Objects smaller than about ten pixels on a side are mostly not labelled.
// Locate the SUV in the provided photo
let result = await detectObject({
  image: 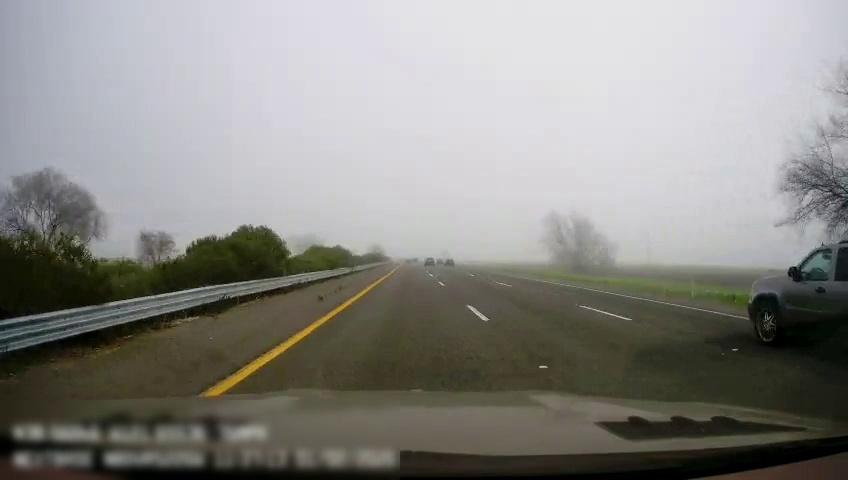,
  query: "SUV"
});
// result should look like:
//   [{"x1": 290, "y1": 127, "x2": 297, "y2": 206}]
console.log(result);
[{"x1": 747, "y1": 240, "x2": 848, "y2": 346}]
